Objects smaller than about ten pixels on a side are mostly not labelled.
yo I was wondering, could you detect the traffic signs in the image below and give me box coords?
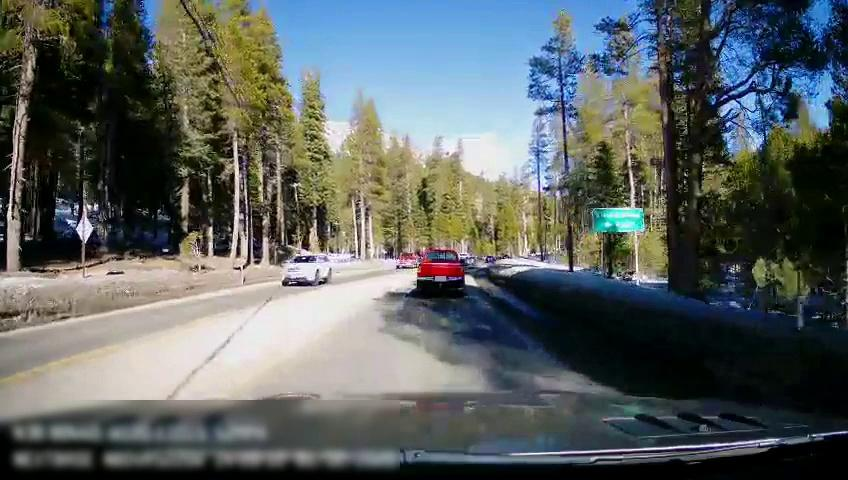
[590,206,646,234]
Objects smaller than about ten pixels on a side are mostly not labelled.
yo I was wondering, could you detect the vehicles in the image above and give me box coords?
[281,253,334,289]
[395,252,421,271]
[416,245,466,295]
[485,254,497,265]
